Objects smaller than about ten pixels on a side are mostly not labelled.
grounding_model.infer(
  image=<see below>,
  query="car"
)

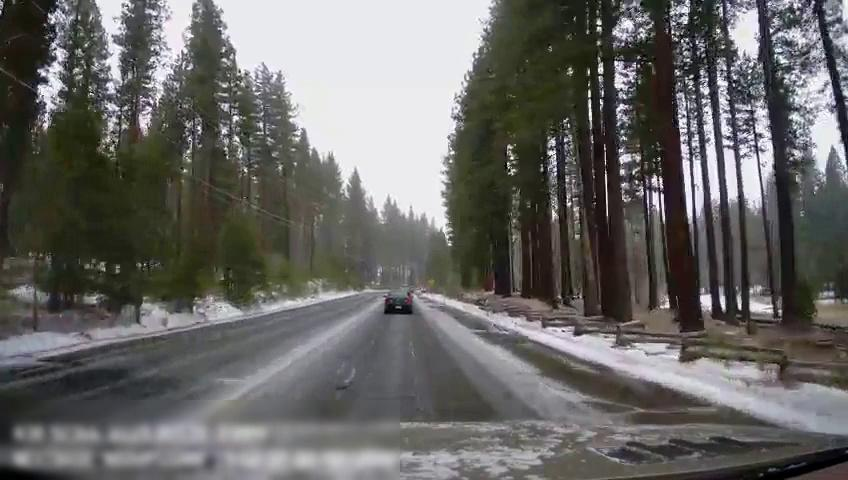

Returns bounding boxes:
[383,291,413,315]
